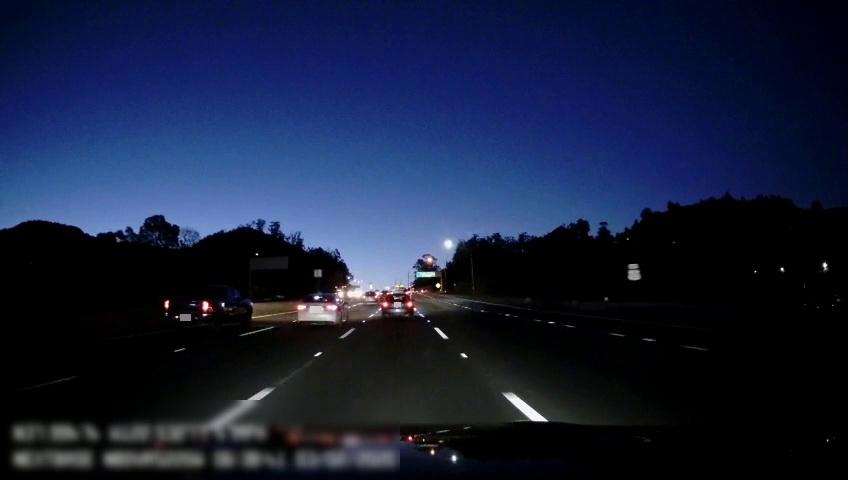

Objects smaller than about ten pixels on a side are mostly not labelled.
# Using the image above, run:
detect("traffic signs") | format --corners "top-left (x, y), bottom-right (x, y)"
top-left (416, 272), bottom-right (435, 278)
top-left (627, 263), bottom-right (642, 281)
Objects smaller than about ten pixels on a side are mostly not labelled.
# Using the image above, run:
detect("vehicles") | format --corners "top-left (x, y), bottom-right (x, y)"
top-left (164, 285), bottom-right (254, 333)
top-left (362, 291), bottom-right (380, 307)
top-left (380, 292), bottom-right (415, 320)
top-left (296, 293), bottom-right (350, 331)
